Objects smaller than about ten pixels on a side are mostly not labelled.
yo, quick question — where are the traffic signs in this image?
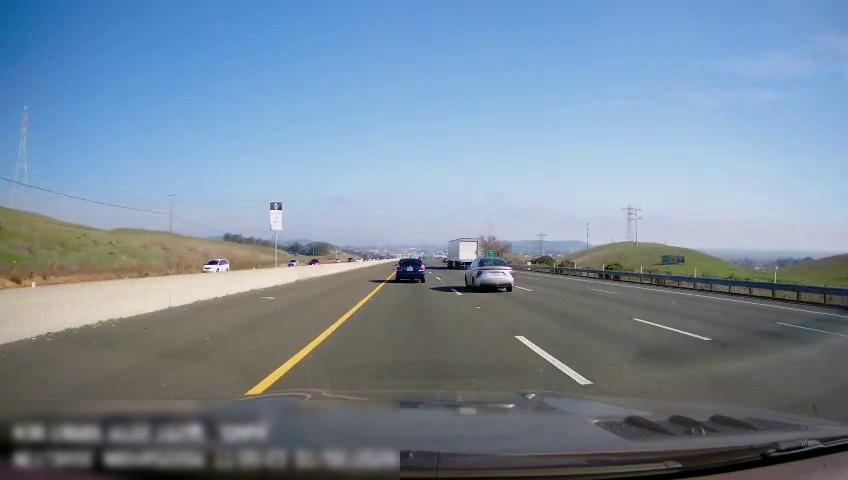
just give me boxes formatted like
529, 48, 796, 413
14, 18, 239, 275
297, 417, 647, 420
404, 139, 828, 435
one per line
487, 249, 498, 257
268, 200, 283, 231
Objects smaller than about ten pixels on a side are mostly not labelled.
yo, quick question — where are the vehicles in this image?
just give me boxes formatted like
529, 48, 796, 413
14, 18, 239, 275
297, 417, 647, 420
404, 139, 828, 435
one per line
286, 259, 299, 267
395, 259, 425, 283
201, 259, 231, 274
464, 256, 514, 291
446, 237, 480, 271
